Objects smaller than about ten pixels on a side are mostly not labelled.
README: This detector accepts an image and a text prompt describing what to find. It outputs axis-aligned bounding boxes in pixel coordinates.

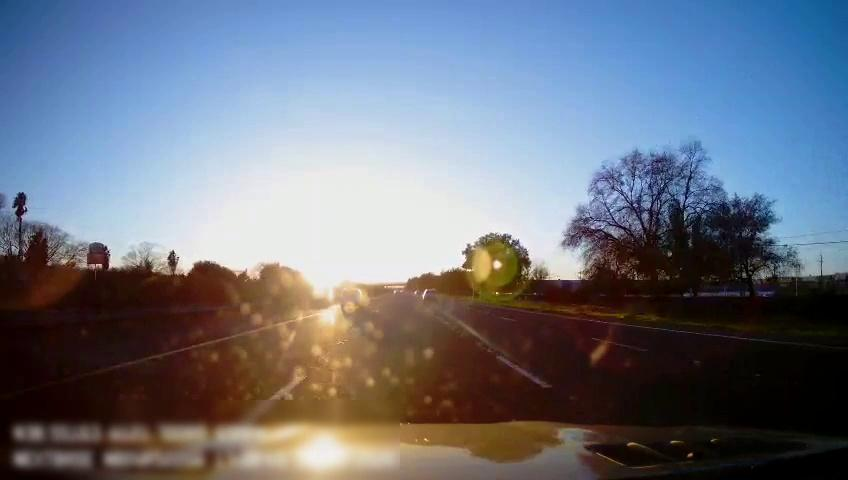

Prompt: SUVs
[422,290,439,304]
[336,287,368,314]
